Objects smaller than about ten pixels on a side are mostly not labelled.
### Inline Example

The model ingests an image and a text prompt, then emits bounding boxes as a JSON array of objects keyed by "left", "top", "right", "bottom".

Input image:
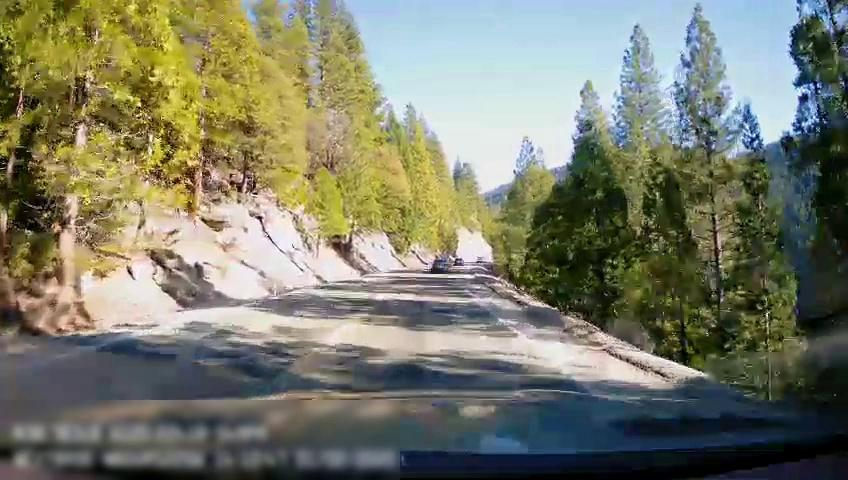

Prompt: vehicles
[
  {"left": 431, "top": 257, "right": 451, "bottom": 273},
  {"left": 453, "top": 258, "right": 464, "bottom": 267}
]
